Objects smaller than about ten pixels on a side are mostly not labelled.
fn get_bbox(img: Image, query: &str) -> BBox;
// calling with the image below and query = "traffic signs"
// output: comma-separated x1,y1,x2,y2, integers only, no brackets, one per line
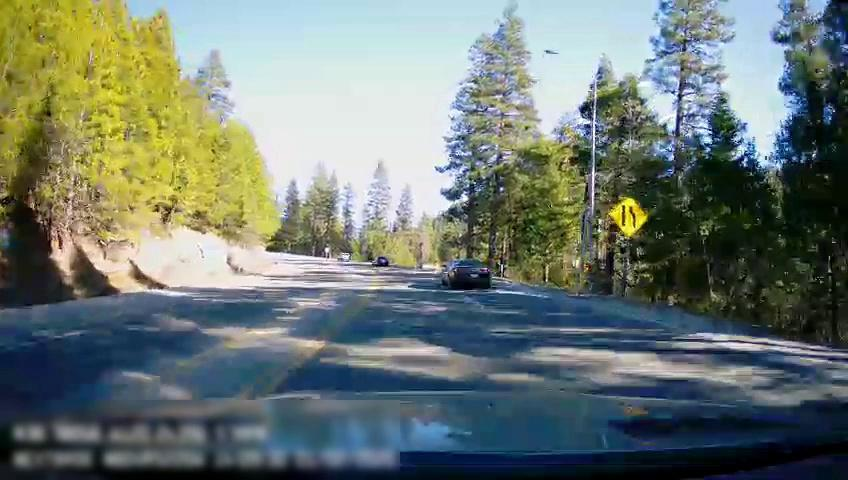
608,196,651,238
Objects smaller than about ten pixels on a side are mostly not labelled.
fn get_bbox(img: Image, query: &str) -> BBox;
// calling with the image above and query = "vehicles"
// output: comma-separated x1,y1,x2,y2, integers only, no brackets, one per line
373,255,389,268
337,252,349,262
440,256,490,290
